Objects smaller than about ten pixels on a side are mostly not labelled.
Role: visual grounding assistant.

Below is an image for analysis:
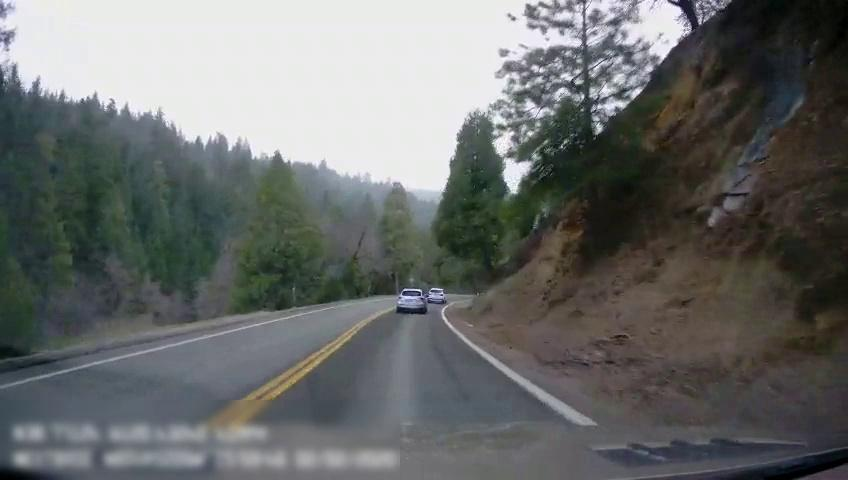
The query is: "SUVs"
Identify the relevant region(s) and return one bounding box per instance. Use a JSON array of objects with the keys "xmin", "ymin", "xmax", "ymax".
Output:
[
  {"xmin": 427, "ymin": 288, "xmax": 447, "ymax": 304},
  {"xmin": 397, "ymin": 289, "xmax": 429, "ymax": 314}
]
